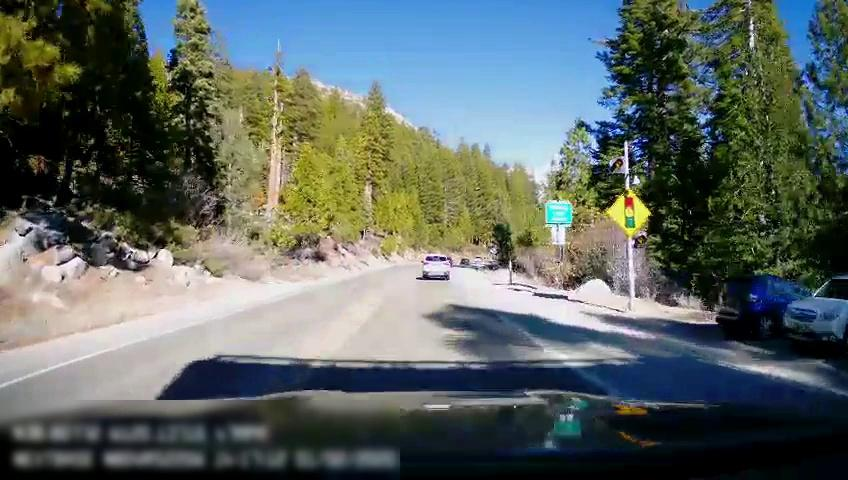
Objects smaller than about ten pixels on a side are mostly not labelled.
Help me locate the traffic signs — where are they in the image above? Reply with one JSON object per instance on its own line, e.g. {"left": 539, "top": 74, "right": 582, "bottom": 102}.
{"left": 544, "top": 200, "right": 573, "bottom": 224}
{"left": 551, "top": 223, "right": 566, "bottom": 245}
{"left": 605, "top": 191, "right": 652, "bottom": 235}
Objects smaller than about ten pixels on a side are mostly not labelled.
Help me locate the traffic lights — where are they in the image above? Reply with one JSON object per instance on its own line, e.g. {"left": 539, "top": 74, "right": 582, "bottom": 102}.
{"left": 608, "top": 158, "right": 626, "bottom": 174}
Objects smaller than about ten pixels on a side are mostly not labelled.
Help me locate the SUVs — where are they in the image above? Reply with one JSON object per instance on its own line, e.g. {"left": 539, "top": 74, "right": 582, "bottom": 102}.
{"left": 782, "top": 275, "right": 848, "bottom": 345}
{"left": 420, "top": 253, "right": 451, "bottom": 281}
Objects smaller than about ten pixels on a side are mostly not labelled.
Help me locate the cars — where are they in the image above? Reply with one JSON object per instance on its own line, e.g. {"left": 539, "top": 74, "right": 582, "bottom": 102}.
{"left": 714, "top": 273, "right": 822, "bottom": 340}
